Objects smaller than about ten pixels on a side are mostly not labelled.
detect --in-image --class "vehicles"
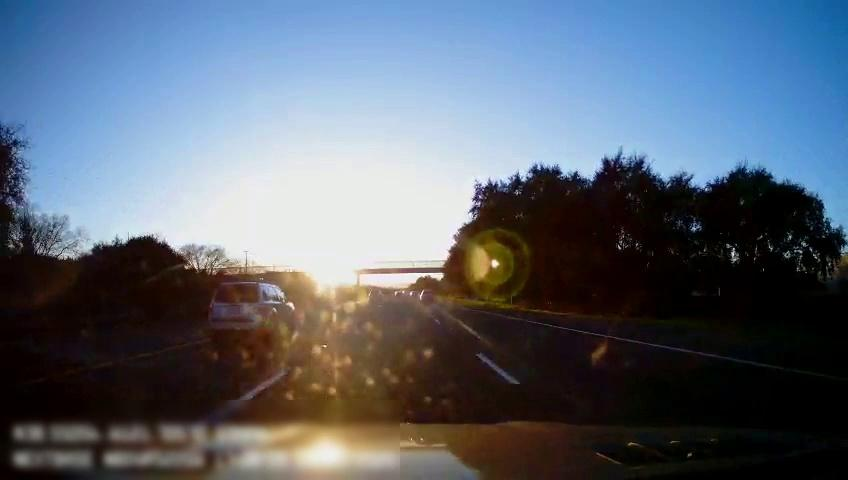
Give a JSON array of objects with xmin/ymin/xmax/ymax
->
[
  {"xmin": 208, "ymin": 282, "xmax": 297, "ymax": 345},
  {"xmin": 420, "ymin": 290, "xmax": 436, "ymax": 303},
  {"xmin": 369, "ymin": 288, "xmax": 383, "ymax": 301}
]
